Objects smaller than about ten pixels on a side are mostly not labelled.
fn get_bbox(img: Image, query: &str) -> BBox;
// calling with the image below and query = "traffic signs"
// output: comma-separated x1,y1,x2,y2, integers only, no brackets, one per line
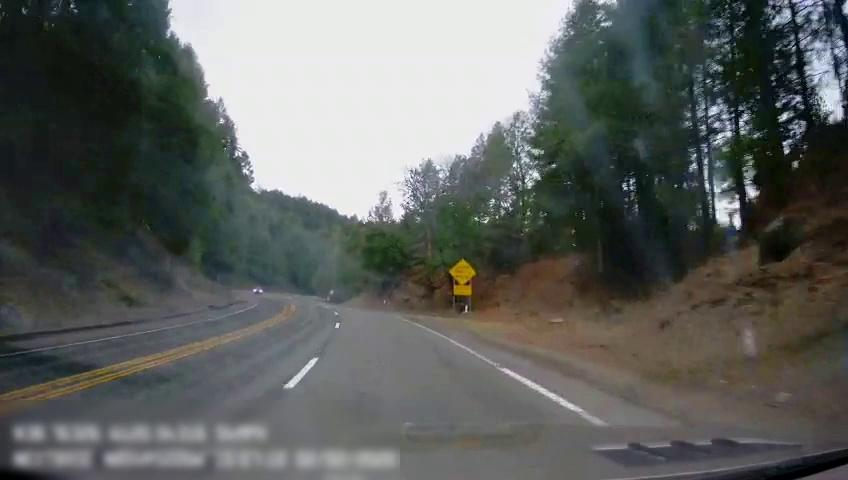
453,285,472,296
448,257,477,285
